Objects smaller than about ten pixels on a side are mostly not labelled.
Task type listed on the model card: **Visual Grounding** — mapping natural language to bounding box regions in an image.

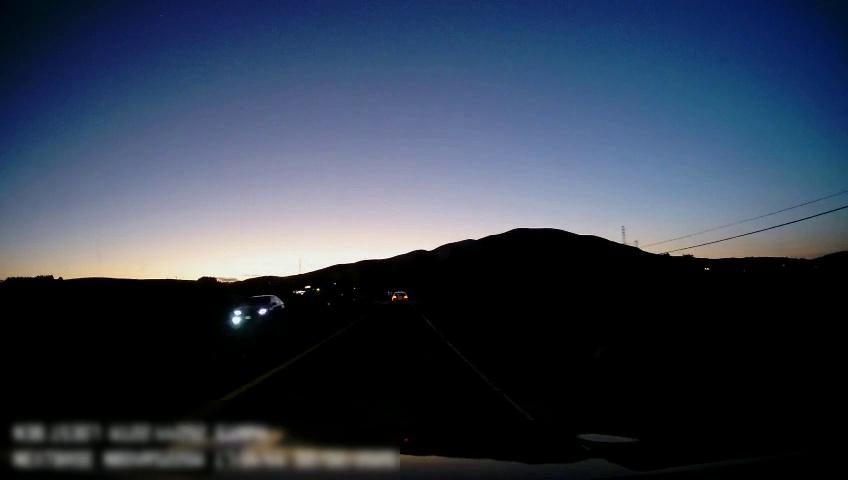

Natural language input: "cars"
[230,294,286,326]
[392,290,409,304]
